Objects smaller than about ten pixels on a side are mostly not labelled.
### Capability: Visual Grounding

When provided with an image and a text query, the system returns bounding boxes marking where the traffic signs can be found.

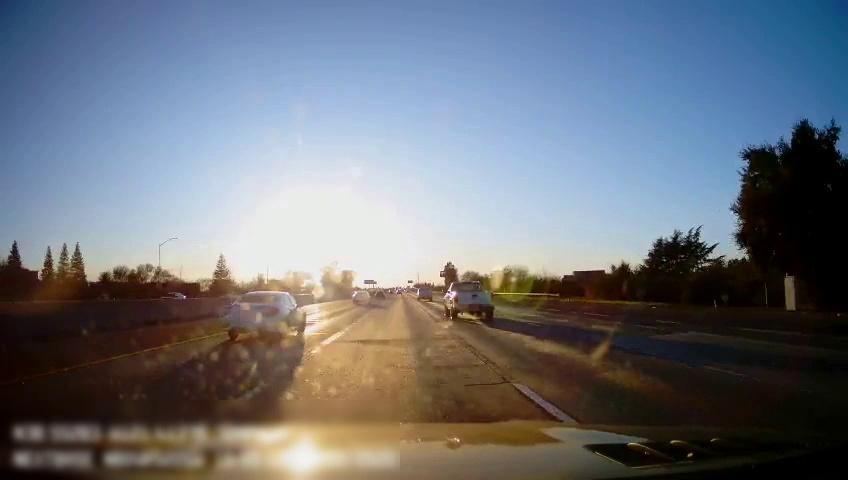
[362,279,374,284]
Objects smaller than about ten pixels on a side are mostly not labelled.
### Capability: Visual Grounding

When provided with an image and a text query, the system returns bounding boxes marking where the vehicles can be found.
[352,290,371,306]
[415,287,434,302]
[161,291,187,300]
[374,290,386,299]
[225,290,307,344]
[444,281,495,322]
